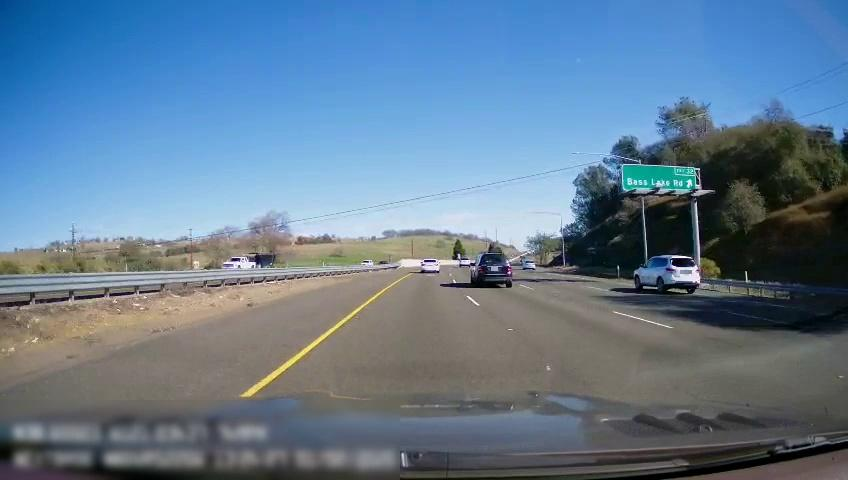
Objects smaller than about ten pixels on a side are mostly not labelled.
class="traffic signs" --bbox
[622,164,697,192]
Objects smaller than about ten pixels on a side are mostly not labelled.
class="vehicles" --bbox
[221,256,257,271]
[420,259,441,273]
[459,259,471,268]
[633,255,700,295]
[522,259,536,270]
[360,259,374,267]
[471,254,513,288]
